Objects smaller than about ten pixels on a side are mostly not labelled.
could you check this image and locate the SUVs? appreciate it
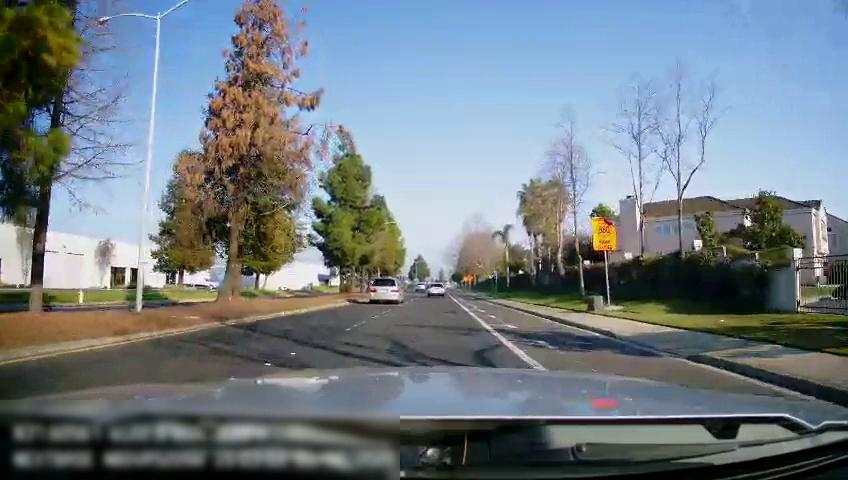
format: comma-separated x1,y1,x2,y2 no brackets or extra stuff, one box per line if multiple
415,281,427,292
427,281,447,297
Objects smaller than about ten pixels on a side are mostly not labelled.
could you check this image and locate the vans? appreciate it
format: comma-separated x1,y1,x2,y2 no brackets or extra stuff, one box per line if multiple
368,277,406,305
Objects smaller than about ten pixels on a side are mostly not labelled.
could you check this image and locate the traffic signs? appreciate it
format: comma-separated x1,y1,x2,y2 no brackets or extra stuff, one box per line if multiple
591,215,618,251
